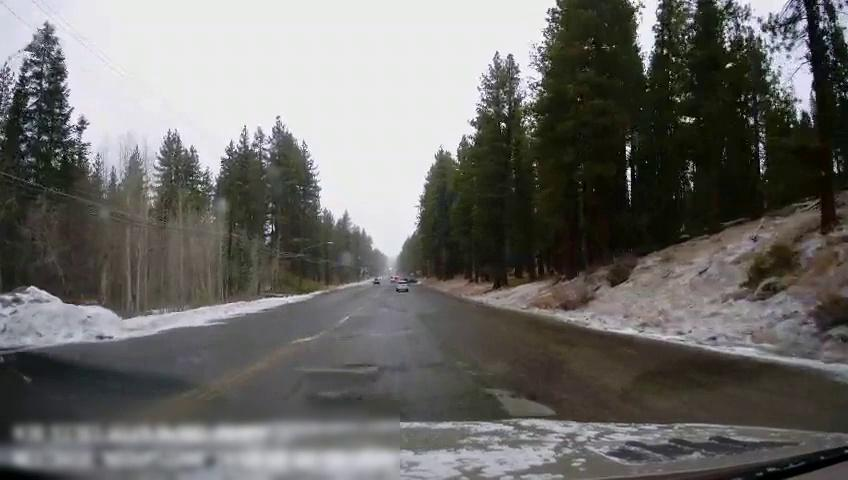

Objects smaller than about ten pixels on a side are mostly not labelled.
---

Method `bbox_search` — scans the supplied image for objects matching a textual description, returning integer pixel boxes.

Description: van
[394,280,410,294]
